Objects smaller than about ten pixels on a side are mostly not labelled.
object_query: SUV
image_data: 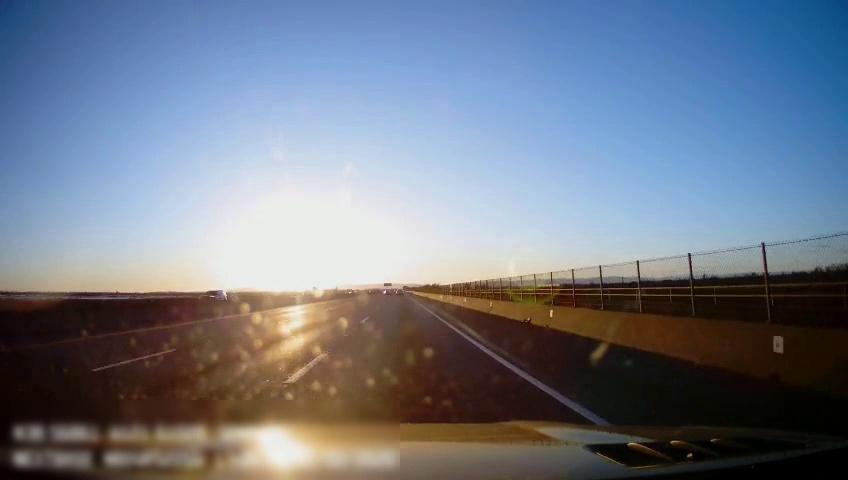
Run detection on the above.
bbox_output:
[198,290,228,302]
